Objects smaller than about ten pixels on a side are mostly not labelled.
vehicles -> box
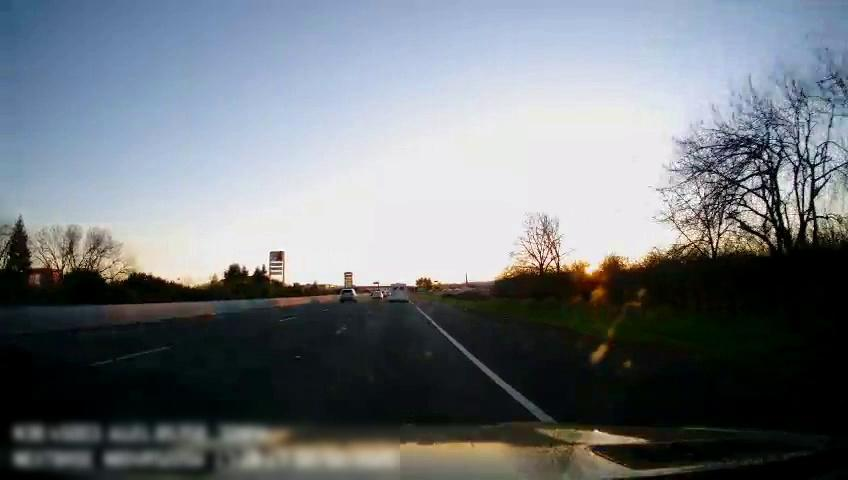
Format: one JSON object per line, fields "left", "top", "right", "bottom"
{"left": 387, "top": 283, "right": 409, "bottom": 304}
{"left": 339, "top": 287, "right": 358, "bottom": 304}
{"left": 371, "top": 290, "right": 384, "bottom": 301}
